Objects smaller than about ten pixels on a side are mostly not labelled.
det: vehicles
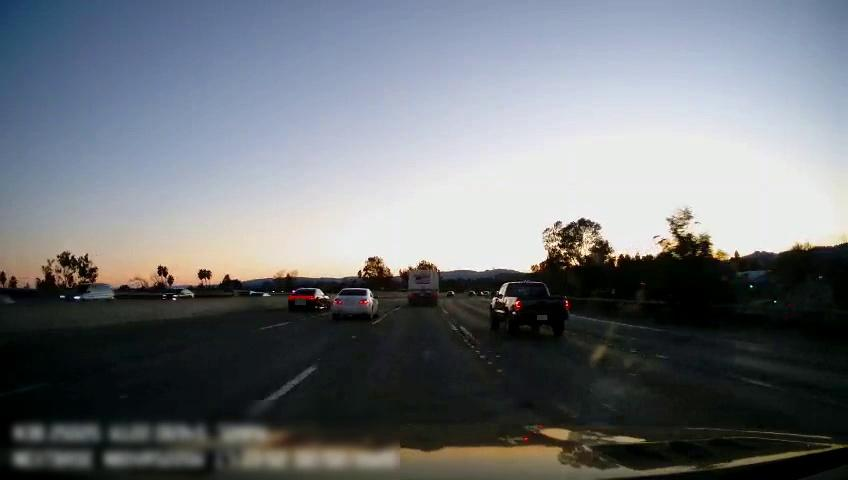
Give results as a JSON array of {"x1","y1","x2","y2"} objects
[
  {"x1": 408, "y1": 270, "x2": 439, "y2": 305},
  {"x1": 0, "y1": 294, "x2": 17, "y2": 306},
  {"x1": 247, "y1": 292, "x2": 272, "y2": 298},
  {"x1": 160, "y1": 288, "x2": 195, "y2": 301},
  {"x1": 332, "y1": 288, "x2": 379, "y2": 321},
  {"x1": 288, "y1": 288, "x2": 331, "y2": 312},
  {"x1": 58, "y1": 283, "x2": 115, "y2": 303},
  {"x1": 489, "y1": 281, "x2": 569, "y2": 334}
]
